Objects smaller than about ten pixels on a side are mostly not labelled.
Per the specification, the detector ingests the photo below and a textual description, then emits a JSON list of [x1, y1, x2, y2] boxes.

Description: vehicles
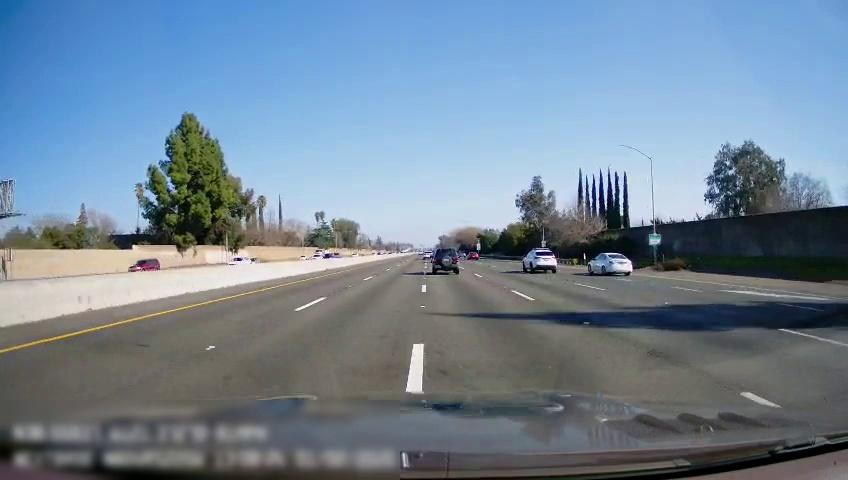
[[127, 259, 161, 272], [227, 256, 251, 265], [466, 252, 480, 260], [314, 248, 330, 254], [522, 250, 556, 274], [322, 253, 334, 259], [587, 252, 633, 277], [311, 254, 322, 260], [431, 247, 460, 275]]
